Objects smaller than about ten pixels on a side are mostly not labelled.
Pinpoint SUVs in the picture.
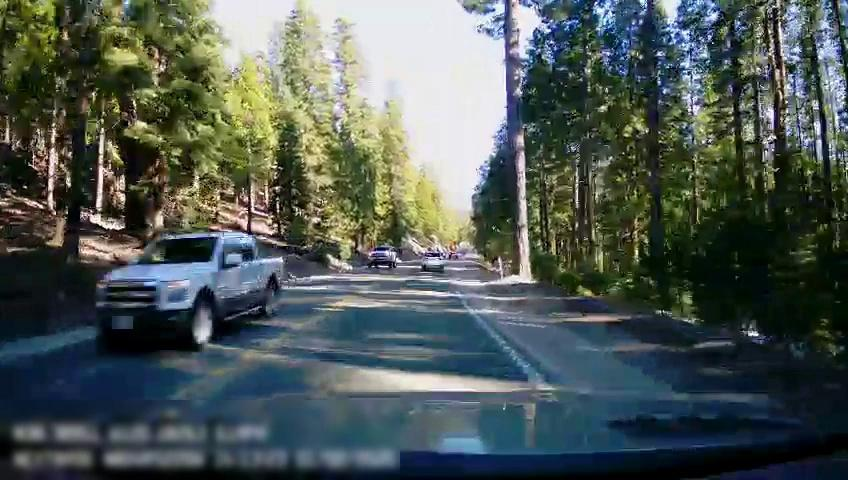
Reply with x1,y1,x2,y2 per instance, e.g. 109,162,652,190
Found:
421,251,445,272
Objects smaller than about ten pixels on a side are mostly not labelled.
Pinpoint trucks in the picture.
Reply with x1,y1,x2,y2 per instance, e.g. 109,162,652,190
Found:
367,245,398,270
94,231,289,356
